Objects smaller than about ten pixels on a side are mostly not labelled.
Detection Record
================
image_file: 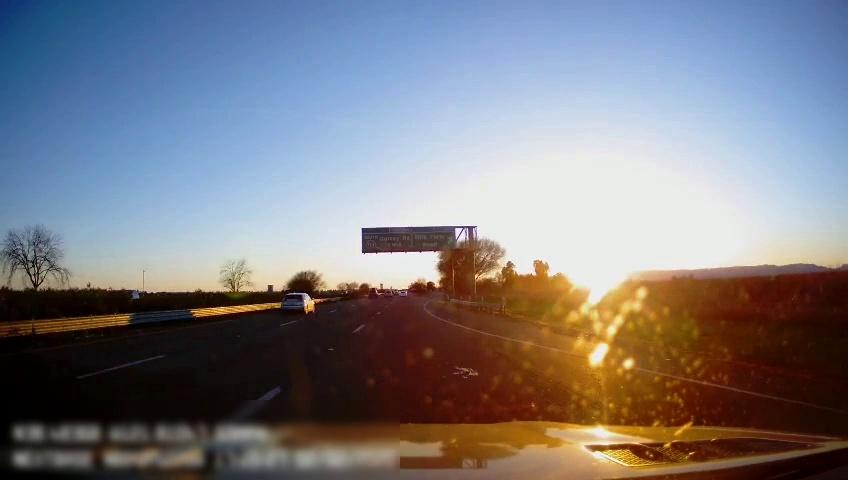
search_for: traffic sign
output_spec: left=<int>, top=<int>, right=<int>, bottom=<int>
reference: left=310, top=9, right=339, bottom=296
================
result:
left=361, top=226, right=456, bottom=253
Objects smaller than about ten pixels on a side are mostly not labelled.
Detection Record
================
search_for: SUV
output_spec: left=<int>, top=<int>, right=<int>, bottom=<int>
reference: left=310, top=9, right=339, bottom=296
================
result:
left=281, top=293, right=316, bottom=317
